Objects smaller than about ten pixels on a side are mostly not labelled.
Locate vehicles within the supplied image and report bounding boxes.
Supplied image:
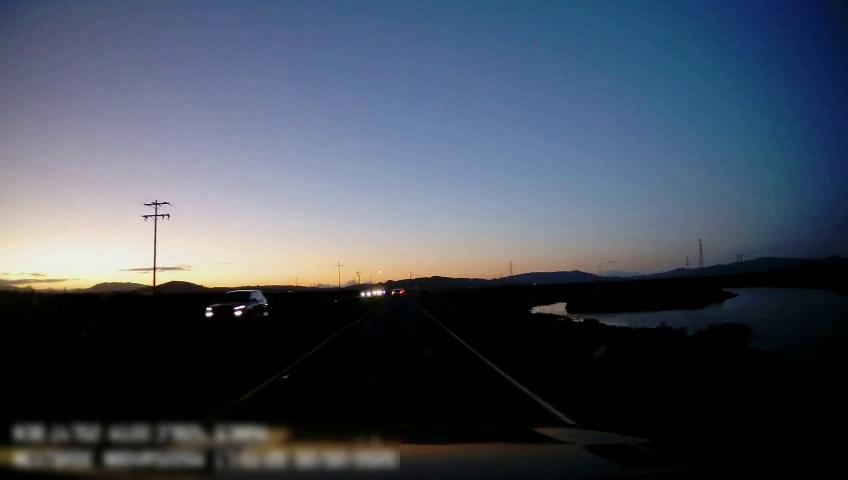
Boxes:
[392,289,405,299]
[204,289,269,326]
[358,290,372,300]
